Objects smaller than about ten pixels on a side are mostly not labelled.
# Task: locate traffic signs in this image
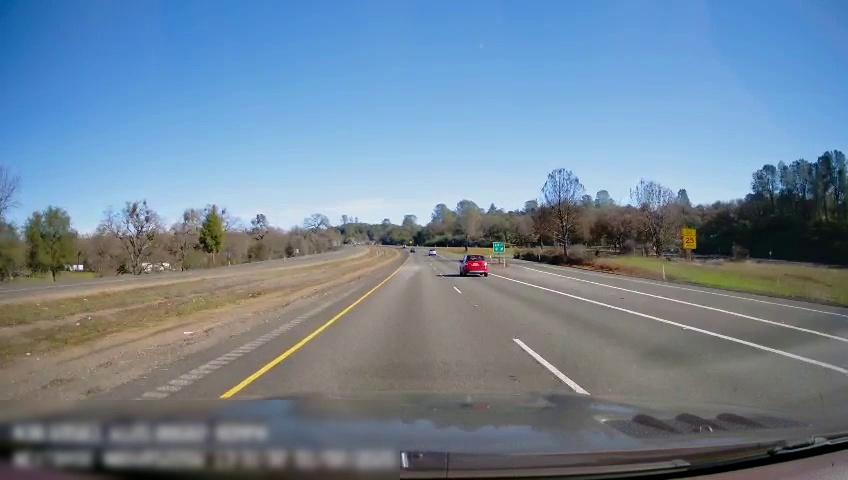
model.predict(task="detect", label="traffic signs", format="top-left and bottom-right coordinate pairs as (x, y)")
top-left (681, 228), bottom-right (697, 250)
top-left (493, 242), bottom-right (505, 254)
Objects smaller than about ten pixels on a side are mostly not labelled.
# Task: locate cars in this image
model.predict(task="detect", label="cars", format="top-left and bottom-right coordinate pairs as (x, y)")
top-left (459, 255), bottom-right (488, 276)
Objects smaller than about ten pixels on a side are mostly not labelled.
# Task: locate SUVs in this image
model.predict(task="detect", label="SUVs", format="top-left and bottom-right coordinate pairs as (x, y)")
top-left (427, 249), bottom-right (437, 257)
